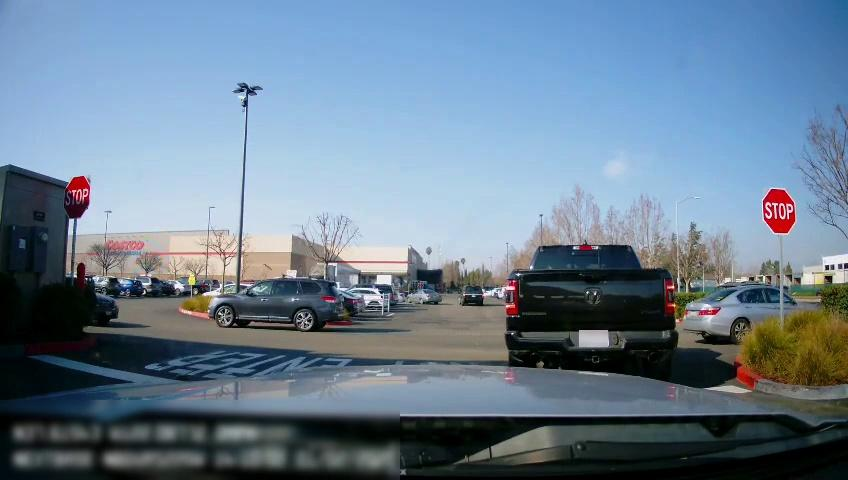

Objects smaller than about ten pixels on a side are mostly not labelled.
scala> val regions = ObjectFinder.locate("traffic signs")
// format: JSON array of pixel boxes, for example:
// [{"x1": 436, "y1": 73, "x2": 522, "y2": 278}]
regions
[
  {"x1": 62, "y1": 174, "x2": 90, "y2": 221},
  {"x1": 760, "y1": 186, "x2": 797, "y2": 235},
  {"x1": 188, "y1": 273, "x2": 196, "y2": 285}
]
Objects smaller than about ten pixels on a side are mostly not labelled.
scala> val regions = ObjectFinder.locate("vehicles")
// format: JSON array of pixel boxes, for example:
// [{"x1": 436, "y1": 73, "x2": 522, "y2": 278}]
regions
[
  {"x1": 161, "y1": 279, "x2": 177, "y2": 298},
  {"x1": 206, "y1": 276, "x2": 344, "y2": 332},
  {"x1": 353, "y1": 284, "x2": 399, "y2": 313},
  {"x1": 338, "y1": 286, "x2": 358, "y2": 321},
  {"x1": 678, "y1": 282, "x2": 801, "y2": 344},
  {"x1": 307, "y1": 262, "x2": 355, "y2": 289},
  {"x1": 339, "y1": 287, "x2": 386, "y2": 315},
  {"x1": 116, "y1": 277, "x2": 144, "y2": 297},
  {"x1": 93, "y1": 293, "x2": 120, "y2": 325},
  {"x1": 460, "y1": 285, "x2": 484, "y2": 307},
  {"x1": 200, "y1": 281, "x2": 253, "y2": 299},
  {"x1": 134, "y1": 274, "x2": 165, "y2": 298},
  {"x1": 482, "y1": 288, "x2": 497, "y2": 296},
  {"x1": 168, "y1": 277, "x2": 196, "y2": 296},
  {"x1": 493, "y1": 287, "x2": 506, "y2": 300},
  {"x1": 93, "y1": 275, "x2": 122, "y2": 298},
  {"x1": 408, "y1": 287, "x2": 442, "y2": 305},
  {"x1": 504, "y1": 241, "x2": 680, "y2": 374}
]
